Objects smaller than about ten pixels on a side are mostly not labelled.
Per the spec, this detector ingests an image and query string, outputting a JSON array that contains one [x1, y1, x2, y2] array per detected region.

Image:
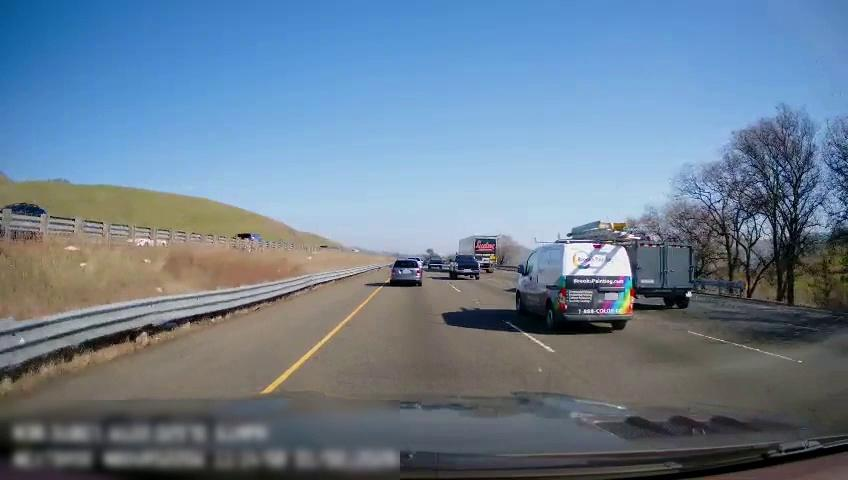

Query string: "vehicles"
[[0, 202, 48, 240], [231, 232, 263, 243], [407, 256, 425, 272], [621, 241, 697, 310], [427, 255, 443, 270], [389, 259, 423, 286], [455, 234, 497, 273], [127, 235, 168, 249], [514, 220, 652, 330], [448, 253, 481, 280]]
